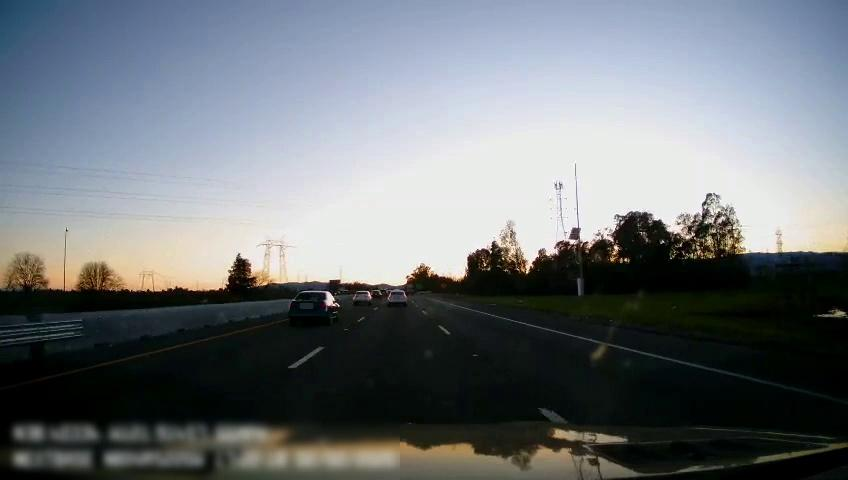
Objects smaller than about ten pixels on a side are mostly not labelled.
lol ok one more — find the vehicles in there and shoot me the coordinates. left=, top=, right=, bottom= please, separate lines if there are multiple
left=288, top=290, right=342, bottom=327
left=371, top=290, right=383, bottom=299
left=351, top=291, right=373, bottom=307
left=386, top=289, right=408, bottom=306
left=405, top=283, right=415, bottom=295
